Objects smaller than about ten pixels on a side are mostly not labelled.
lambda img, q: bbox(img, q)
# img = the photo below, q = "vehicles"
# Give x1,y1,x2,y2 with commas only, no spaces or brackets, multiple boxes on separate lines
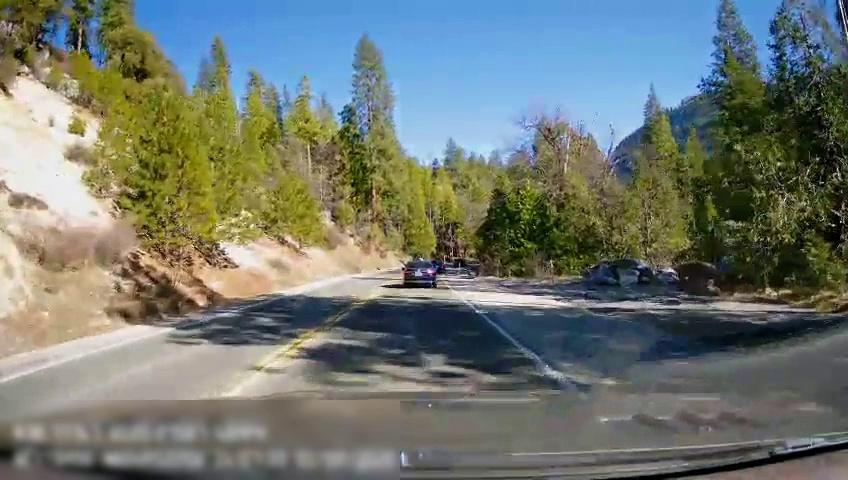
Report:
401,261,439,288
428,260,446,274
